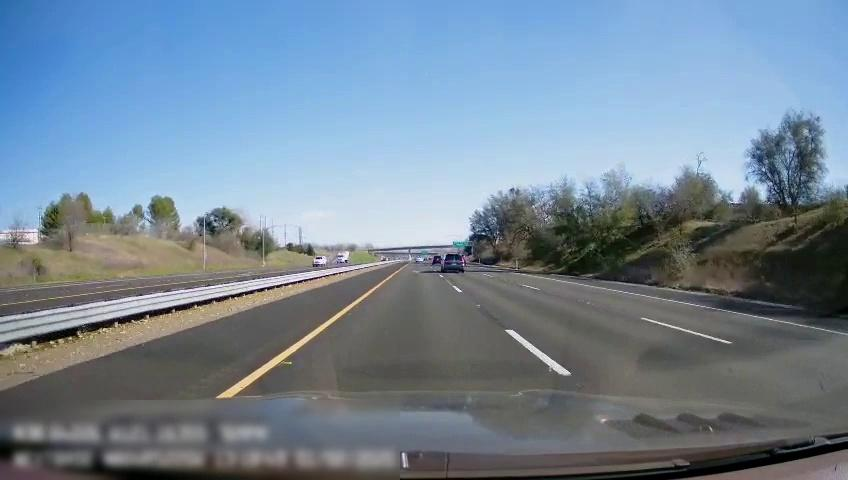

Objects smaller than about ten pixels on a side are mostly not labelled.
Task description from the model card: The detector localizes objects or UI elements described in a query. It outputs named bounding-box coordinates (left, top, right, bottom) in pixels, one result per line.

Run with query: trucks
left=335, top=251, right=348, bottom=264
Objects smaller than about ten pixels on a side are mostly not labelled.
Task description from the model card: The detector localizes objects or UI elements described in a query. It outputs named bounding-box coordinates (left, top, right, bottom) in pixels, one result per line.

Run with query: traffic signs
left=451, top=240, right=474, bottom=249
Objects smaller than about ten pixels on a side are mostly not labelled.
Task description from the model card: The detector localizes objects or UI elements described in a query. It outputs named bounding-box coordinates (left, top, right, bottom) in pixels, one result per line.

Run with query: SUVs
left=441, top=254, right=465, bottom=274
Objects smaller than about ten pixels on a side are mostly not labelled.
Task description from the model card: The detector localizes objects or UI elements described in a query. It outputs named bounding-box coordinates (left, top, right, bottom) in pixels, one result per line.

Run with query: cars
left=312, top=256, right=327, bottom=267
left=432, top=255, right=442, bottom=265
